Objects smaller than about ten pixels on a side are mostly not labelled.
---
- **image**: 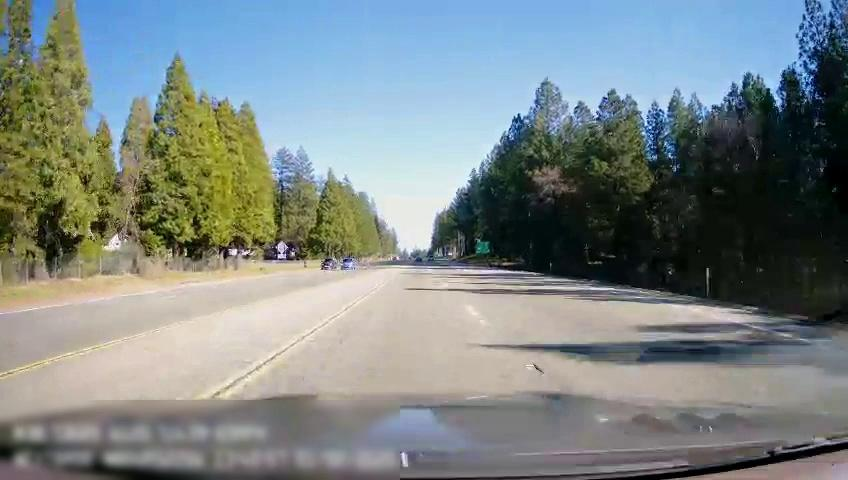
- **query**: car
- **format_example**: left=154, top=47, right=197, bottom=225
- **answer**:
left=340, top=256, right=360, bottom=271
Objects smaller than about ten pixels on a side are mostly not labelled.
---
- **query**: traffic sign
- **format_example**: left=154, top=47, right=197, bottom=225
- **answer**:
left=475, top=240, right=491, bottom=255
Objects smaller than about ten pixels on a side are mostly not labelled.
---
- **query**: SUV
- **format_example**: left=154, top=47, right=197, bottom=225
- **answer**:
left=320, top=256, right=338, bottom=270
